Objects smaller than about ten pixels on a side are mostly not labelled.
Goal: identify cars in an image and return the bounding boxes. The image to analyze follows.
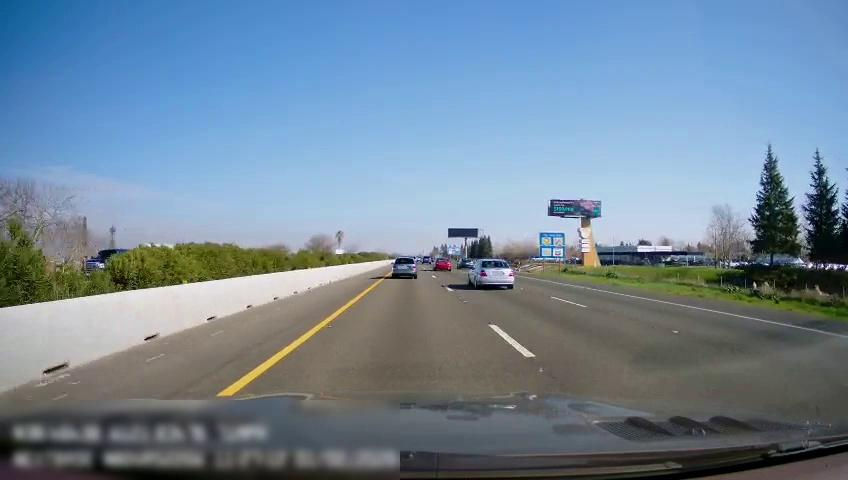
[458,257,473,270]
[467,258,515,291]
[431,255,453,272]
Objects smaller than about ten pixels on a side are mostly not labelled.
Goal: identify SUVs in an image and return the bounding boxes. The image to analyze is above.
[392,256,418,279]
[80,248,130,282]
[421,255,433,264]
